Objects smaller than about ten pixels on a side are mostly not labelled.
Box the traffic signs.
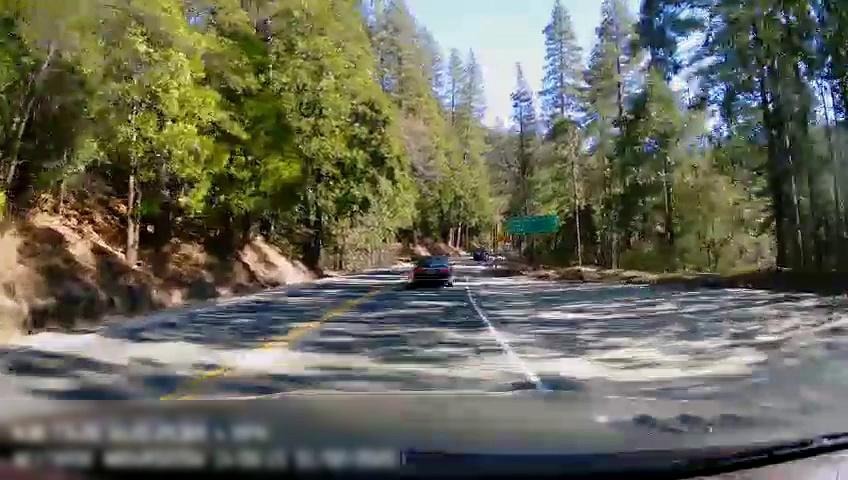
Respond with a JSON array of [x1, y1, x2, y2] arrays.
[[502, 214, 559, 239]]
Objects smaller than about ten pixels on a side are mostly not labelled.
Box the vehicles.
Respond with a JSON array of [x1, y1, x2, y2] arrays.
[[411, 254, 453, 288], [473, 247, 489, 262]]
